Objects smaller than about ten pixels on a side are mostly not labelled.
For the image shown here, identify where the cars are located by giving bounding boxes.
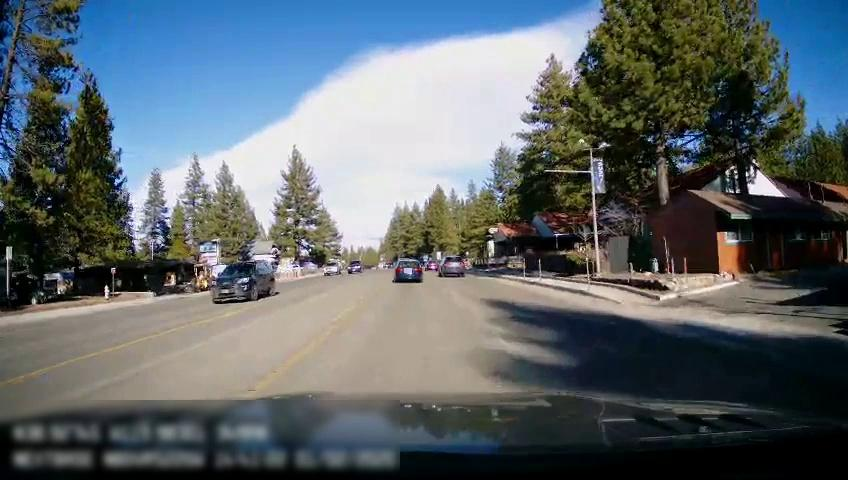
[393,258,422,282]
[425,259,439,271]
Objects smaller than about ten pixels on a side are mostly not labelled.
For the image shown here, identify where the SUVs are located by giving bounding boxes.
[347,260,364,274]
[212,260,276,305]
[438,256,467,278]
[323,262,342,277]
